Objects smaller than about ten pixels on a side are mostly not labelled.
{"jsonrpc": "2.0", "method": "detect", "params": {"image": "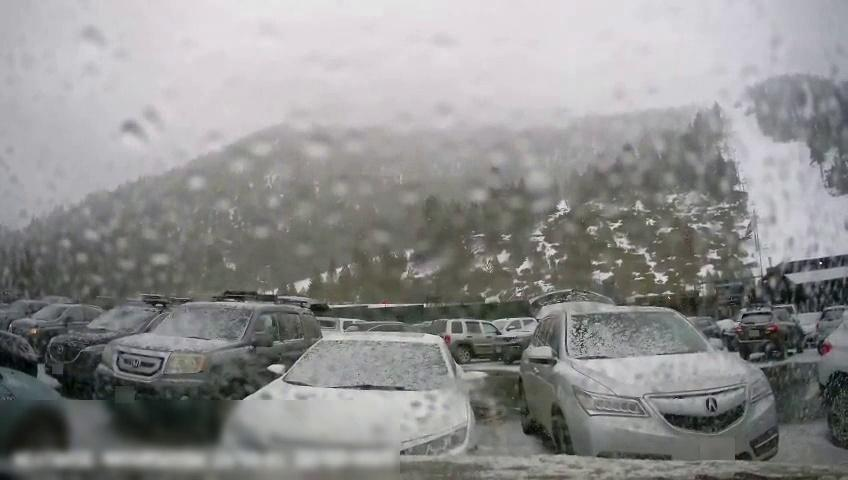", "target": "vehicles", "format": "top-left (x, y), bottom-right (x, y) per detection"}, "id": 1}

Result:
top-left (427, 319), bottom-right (503, 365)
top-left (0, 366), bottom-right (74, 459)
top-left (0, 299), bottom-right (52, 332)
top-left (0, 330), bottom-right (38, 379)
top-left (217, 331), bottom-right (489, 457)
top-left (343, 321), bottom-right (425, 334)
top-left (716, 319), bottom-right (734, 330)
top-left (815, 305), bottom-right (848, 348)
top-left (7, 303), bottom-right (104, 365)
top-left (315, 316), bottom-right (363, 332)
top-left (517, 302), bottom-right (779, 462)
top-left (725, 323), bottom-right (740, 353)
top-left (796, 312), bottom-right (823, 350)
top-left (500, 302), bottom-right (565, 366)
top-left (814, 317), bottom-right (848, 450)
top-left (736, 309), bottom-right (807, 362)
top-left (93, 301), bottom-right (324, 446)
top-left (43, 304), bottom-right (171, 402)
top-left (684, 316), bottom-right (723, 339)
top-left (491, 317), bottom-right (536, 333)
